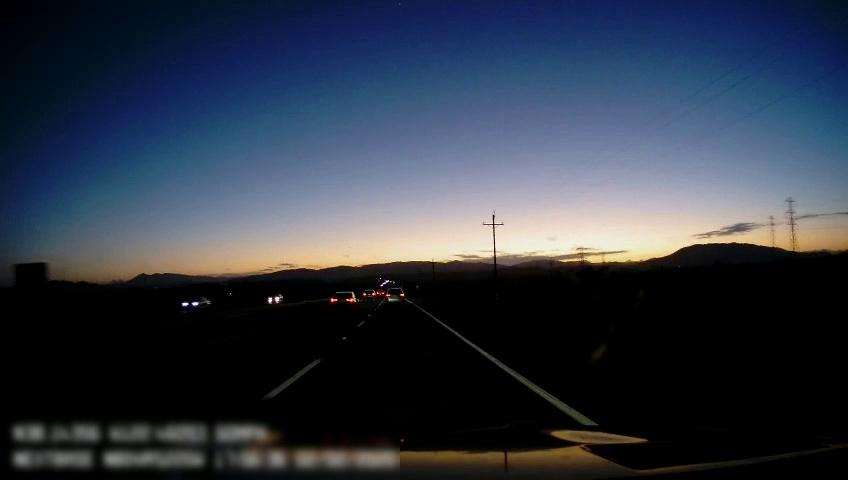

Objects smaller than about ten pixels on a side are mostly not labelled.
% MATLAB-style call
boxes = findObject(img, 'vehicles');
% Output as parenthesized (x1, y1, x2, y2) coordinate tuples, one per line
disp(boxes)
(362, 289, 378, 301)
(329, 291, 359, 311)
(266, 293, 284, 304)
(385, 287, 406, 307)
(181, 295, 212, 310)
